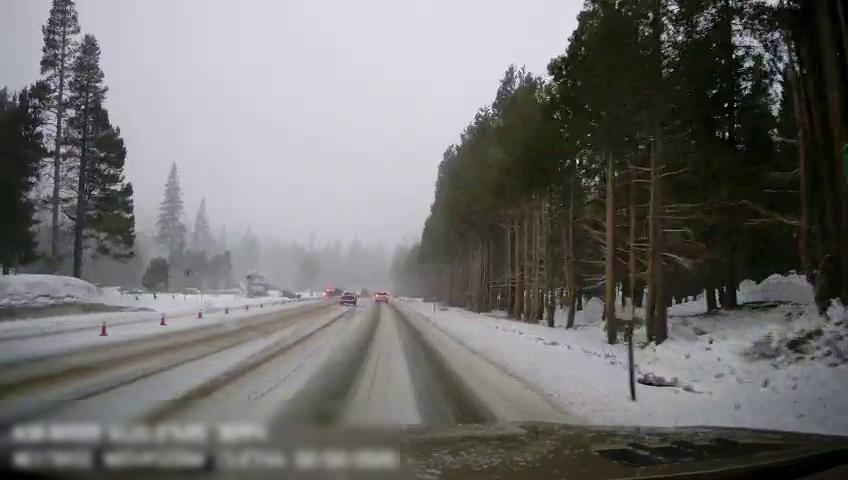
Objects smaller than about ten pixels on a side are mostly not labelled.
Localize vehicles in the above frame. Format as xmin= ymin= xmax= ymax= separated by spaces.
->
xmin=280 ymin=289 xmax=302 ymax=299
xmin=322 ymin=287 xmax=334 ymax=296
xmin=127 ymin=287 xmax=145 ymax=295
xmin=327 ymin=287 xmax=344 ymax=297
xmin=375 ymin=291 xmax=389 ymax=304
xmin=340 ymin=290 xmax=358 ymax=306
xmin=181 ymin=287 xmax=202 ymax=295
